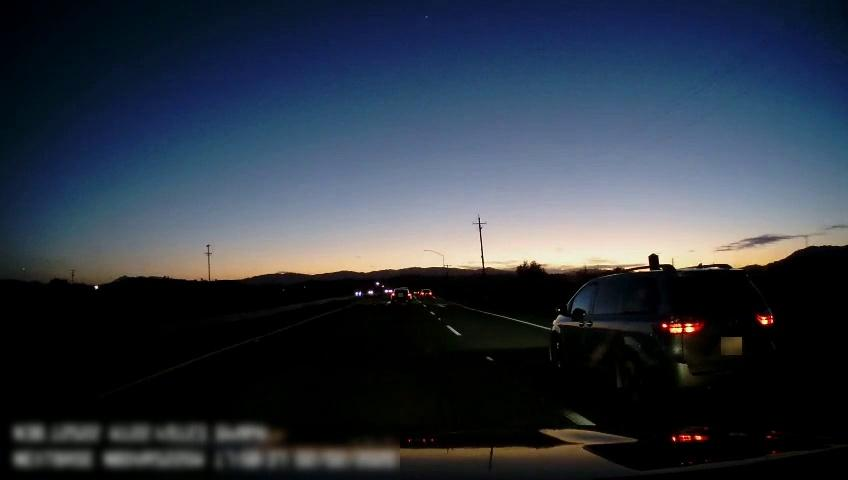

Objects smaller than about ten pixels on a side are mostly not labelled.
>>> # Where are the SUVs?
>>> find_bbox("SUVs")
[390,288,413,307]
[419,288,433,300]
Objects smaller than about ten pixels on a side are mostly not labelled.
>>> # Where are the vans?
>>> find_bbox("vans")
[549,267,779,410]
